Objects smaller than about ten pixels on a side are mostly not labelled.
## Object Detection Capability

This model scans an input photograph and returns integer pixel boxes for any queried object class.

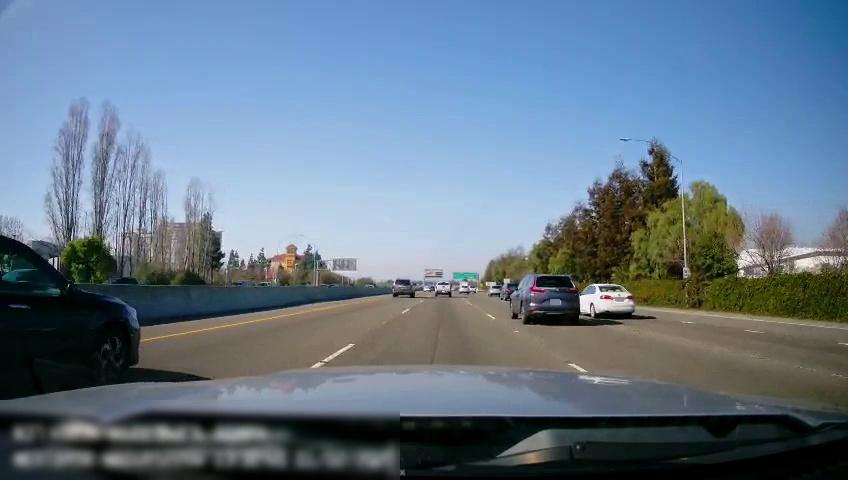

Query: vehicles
[433,281,452,297]
[500,283,520,301]
[579,283,635,318]
[459,284,471,294]
[253,282,275,288]
[506,273,580,324]
[0,236,142,400]
[228,282,250,287]
[488,284,503,296]
[392,278,417,298]
[100,277,139,285]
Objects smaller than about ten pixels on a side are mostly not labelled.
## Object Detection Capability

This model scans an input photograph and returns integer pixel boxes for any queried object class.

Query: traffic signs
[462,272,478,280]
